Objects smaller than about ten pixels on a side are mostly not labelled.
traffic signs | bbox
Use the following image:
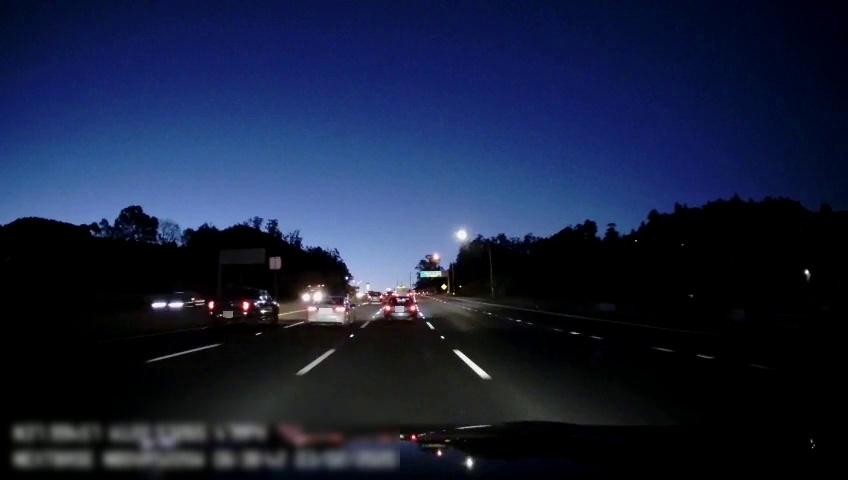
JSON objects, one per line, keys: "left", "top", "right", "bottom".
{"left": 420, "top": 271, "right": 442, "bottom": 278}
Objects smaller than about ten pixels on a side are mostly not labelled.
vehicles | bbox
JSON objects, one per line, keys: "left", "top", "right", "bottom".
{"left": 382, "top": 296, "right": 418, "bottom": 324}
{"left": 207, "top": 288, "right": 280, "bottom": 332}
{"left": 150, "top": 291, "right": 205, "bottom": 311}
{"left": 367, "top": 291, "right": 385, "bottom": 306}
{"left": 308, "top": 296, "right": 357, "bottom": 329}
{"left": 302, "top": 284, "right": 325, "bottom": 303}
